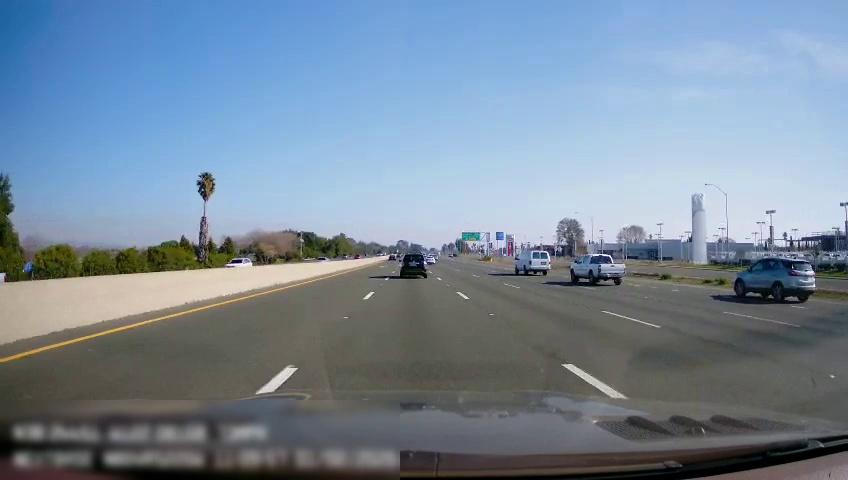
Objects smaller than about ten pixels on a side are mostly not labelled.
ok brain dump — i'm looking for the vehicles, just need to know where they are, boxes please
[314,256,331,264]
[0,272,9,284]
[224,256,254,268]
[514,249,552,276]
[398,251,428,279]
[569,253,626,287]
[733,255,817,304]
[425,256,436,265]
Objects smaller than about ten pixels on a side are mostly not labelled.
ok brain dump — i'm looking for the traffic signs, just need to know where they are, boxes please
[461,231,481,242]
